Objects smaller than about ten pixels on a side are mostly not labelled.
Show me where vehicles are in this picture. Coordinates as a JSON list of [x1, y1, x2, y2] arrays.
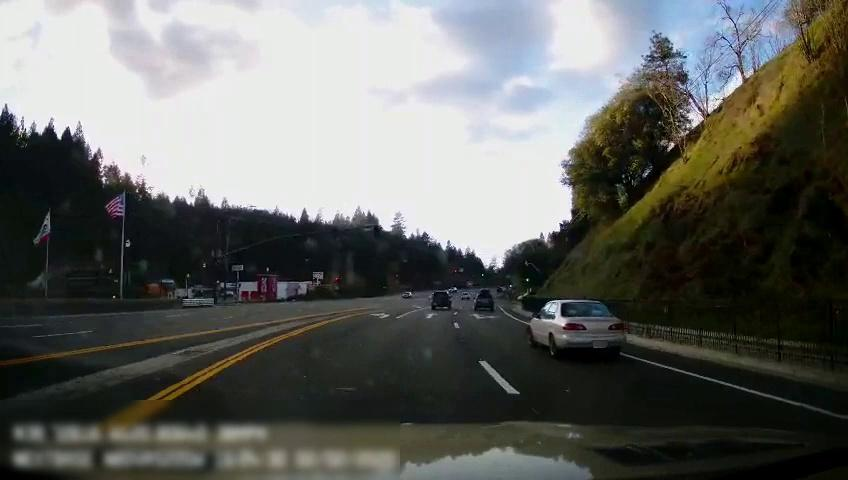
[[430, 290, 453, 312], [516, 291, 528, 302], [403, 291, 412, 298], [523, 300, 626, 360], [474, 287, 495, 310], [460, 291, 472, 300]]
